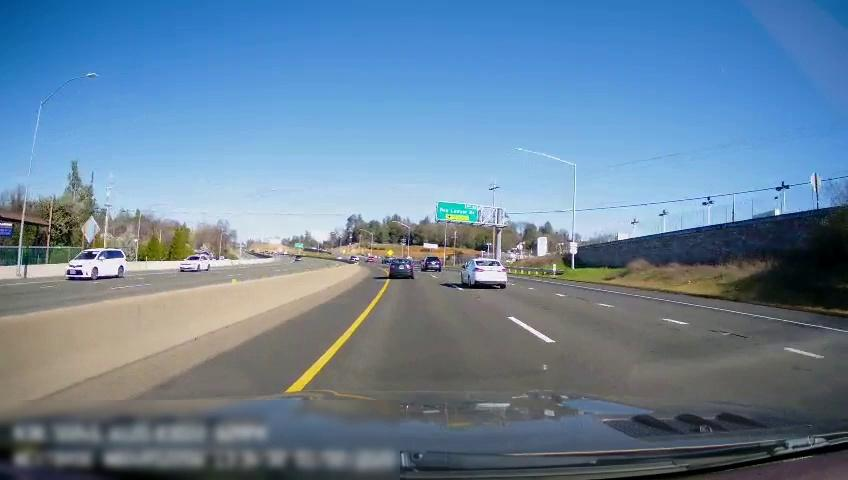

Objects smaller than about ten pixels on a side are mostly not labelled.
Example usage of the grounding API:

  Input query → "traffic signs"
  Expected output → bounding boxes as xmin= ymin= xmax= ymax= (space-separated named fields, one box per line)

xmin=436 ymin=199 xmax=480 ymax=225
xmin=293 ymin=242 xmax=305 ymax=249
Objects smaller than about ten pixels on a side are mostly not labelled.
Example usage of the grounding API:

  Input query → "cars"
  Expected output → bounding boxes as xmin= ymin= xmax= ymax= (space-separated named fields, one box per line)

xmin=460 ymin=258 xmax=507 ymax=289
xmin=179 ymin=254 xmax=212 ymax=273
xmin=387 ymin=257 xmax=416 ymax=280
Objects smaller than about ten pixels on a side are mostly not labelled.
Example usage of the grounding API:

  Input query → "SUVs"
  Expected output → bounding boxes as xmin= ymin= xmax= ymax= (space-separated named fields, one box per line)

xmin=419 ymin=256 xmax=443 ymax=273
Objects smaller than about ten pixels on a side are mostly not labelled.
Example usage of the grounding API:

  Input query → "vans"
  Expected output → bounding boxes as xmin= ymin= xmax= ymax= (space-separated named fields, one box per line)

xmin=63 ymin=248 xmax=127 ymax=281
